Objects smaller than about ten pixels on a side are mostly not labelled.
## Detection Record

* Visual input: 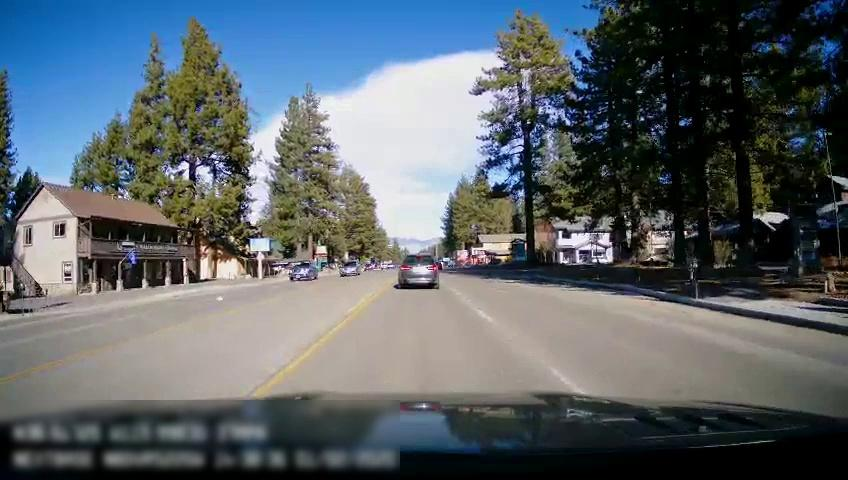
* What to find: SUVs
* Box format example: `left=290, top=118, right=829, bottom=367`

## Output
left=398, top=254, right=440, bottom=289
left=288, top=260, right=320, bottom=281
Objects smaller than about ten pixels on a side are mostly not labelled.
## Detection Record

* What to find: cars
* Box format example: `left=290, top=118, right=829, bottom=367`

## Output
left=339, top=259, right=362, bottom=278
